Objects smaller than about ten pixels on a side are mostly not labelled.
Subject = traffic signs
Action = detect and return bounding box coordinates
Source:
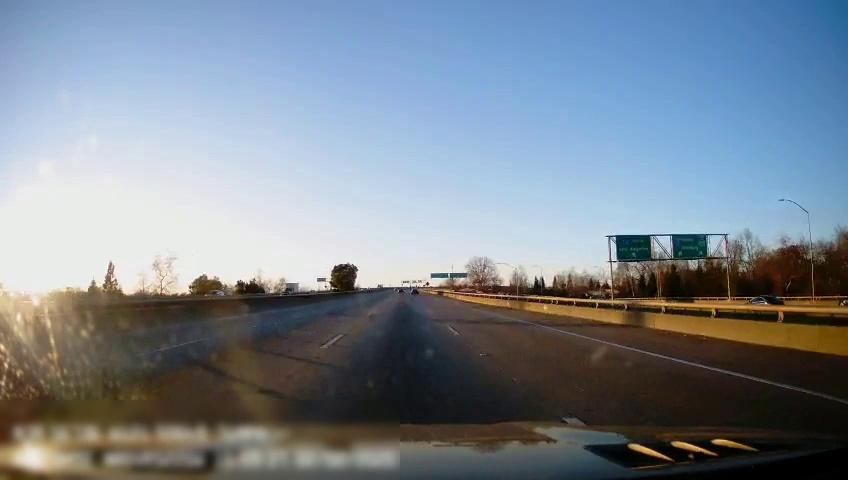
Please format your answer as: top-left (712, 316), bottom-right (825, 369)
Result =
top-left (430, 273), bottom-right (449, 279)
top-left (615, 235), bottom-right (651, 259)
top-left (672, 234), bottom-right (707, 257)
top-left (450, 273), bottom-right (468, 278)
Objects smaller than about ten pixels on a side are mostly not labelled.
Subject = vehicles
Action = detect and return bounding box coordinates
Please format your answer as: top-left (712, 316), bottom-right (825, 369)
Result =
top-left (282, 282), bottom-right (299, 295)
top-left (747, 295), bottom-right (784, 308)
top-left (204, 290), bottom-right (225, 296)
top-left (837, 297), bottom-right (848, 308)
